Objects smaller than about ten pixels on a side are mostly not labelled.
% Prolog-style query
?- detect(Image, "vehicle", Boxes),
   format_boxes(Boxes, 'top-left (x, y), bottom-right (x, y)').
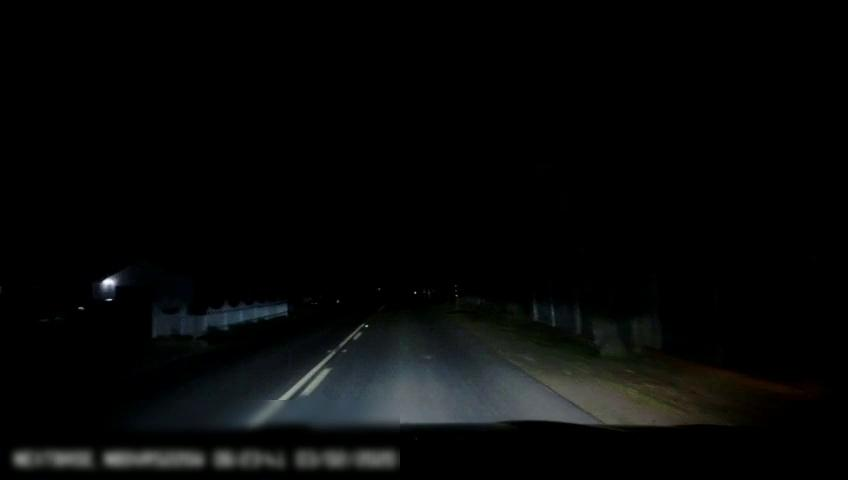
top-left (302, 294), bottom-right (321, 307)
